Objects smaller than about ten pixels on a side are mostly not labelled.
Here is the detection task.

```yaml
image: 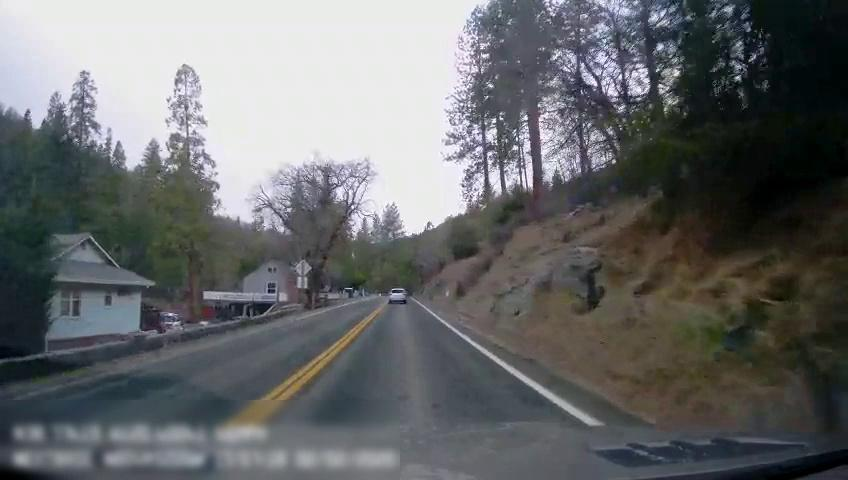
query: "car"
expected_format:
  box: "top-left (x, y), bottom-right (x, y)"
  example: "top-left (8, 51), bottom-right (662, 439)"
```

top-left (388, 288), bottom-right (407, 305)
